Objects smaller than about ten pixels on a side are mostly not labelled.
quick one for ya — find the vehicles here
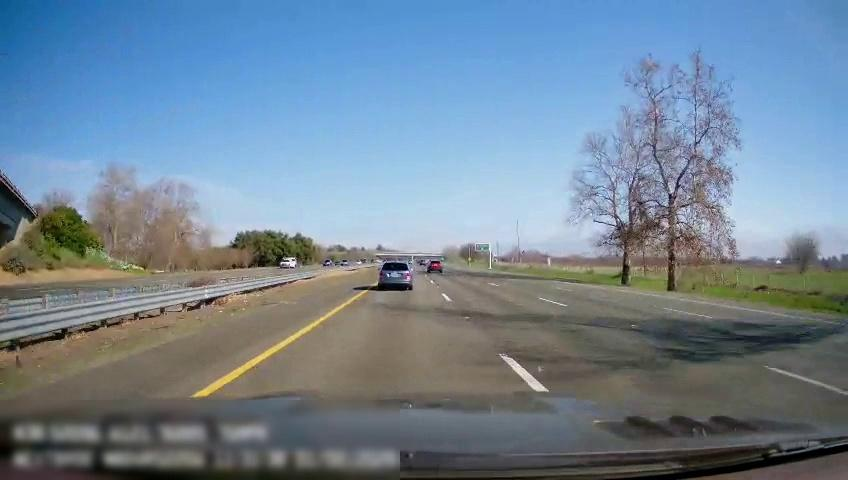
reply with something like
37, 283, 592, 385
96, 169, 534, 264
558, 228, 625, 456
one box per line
427, 260, 444, 274
419, 259, 427, 267
279, 257, 296, 270
377, 261, 413, 290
